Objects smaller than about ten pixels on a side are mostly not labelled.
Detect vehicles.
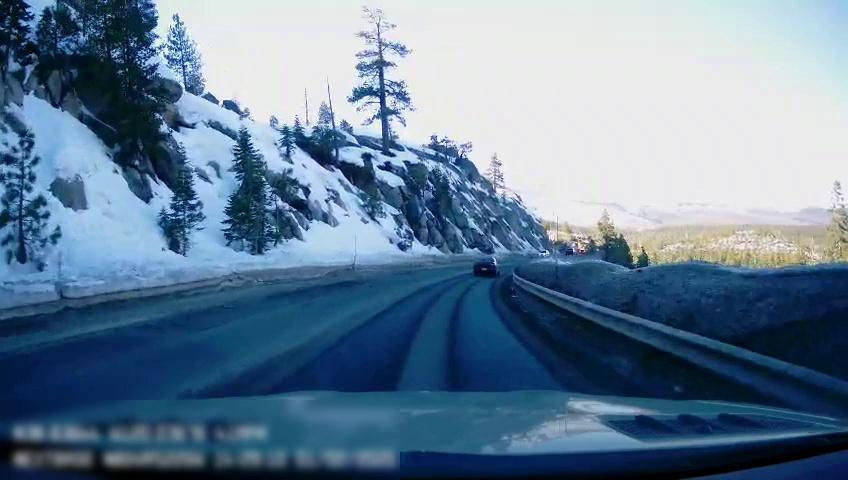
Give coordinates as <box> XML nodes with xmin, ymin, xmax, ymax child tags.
<box><xmin>537</xmin><ymin>249</ymin><xmax>550</xmax><ymax>258</ymax></box>
<box><xmin>472</xmin><ymin>257</ymin><xmax>498</xmax><ymax>277</ymax></box>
